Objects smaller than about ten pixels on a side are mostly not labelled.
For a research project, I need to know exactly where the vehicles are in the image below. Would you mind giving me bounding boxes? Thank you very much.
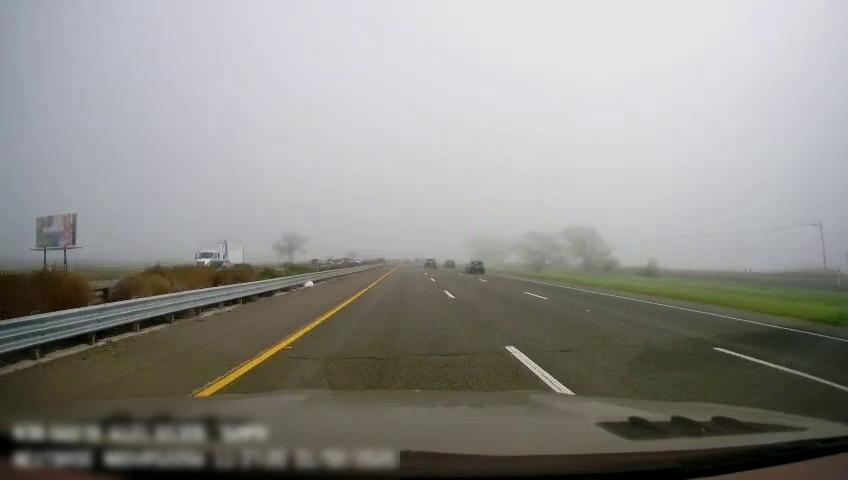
[463,259,486,274]
[444,258,456,268]
[192,240,245,268]
[424,257,437,268]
